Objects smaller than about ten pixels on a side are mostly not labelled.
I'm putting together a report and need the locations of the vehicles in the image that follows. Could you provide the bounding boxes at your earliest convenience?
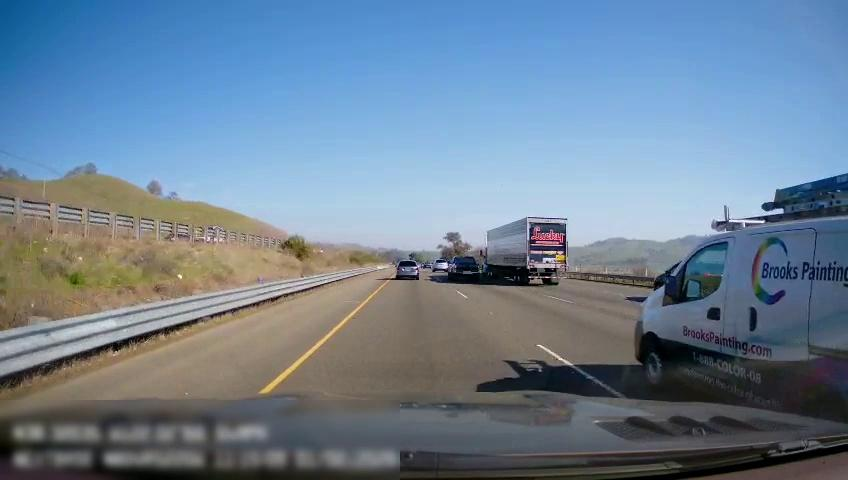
[194,225,227,244]
[479,215,569,287]
[631,171,848,422]
[165,231,192,242]
[446,254,481,282]
[430,257,450,273]
[394,259,420,280]
[651,260,684,293]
